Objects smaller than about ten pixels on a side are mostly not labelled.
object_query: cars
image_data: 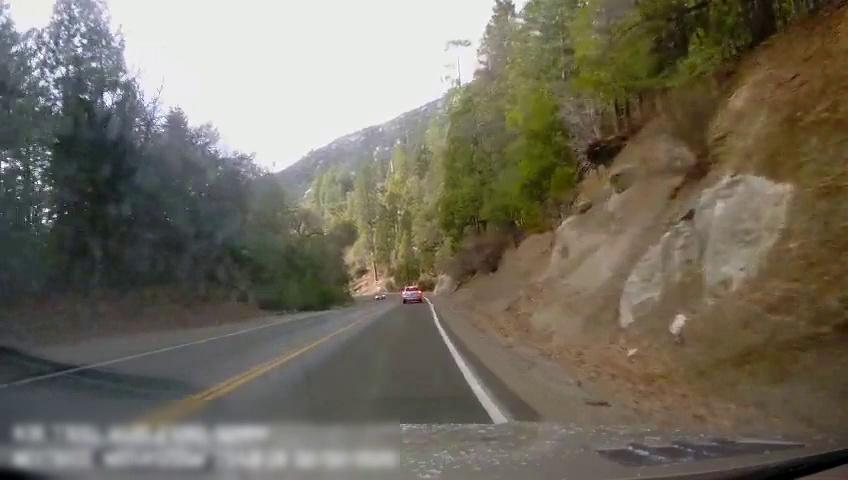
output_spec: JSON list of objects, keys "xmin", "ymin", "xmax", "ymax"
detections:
[
  {"xmin": 372, "ymin": 291, "xmax": 386, "ymax": 301},
  {"xmin": 401, "ymin": 285, "xmax": 424, "ymax": 304}
]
